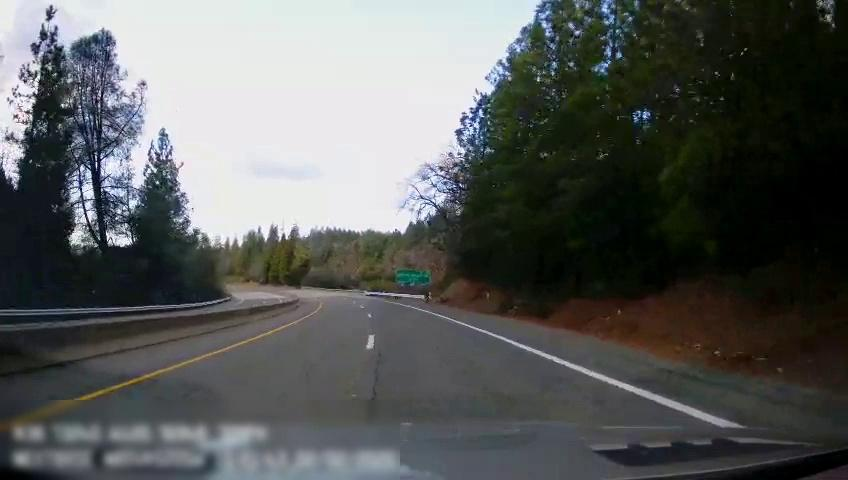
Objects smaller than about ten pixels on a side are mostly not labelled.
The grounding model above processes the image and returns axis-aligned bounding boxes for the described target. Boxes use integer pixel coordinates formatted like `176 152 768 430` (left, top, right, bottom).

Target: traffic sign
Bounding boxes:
395 268 432 284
